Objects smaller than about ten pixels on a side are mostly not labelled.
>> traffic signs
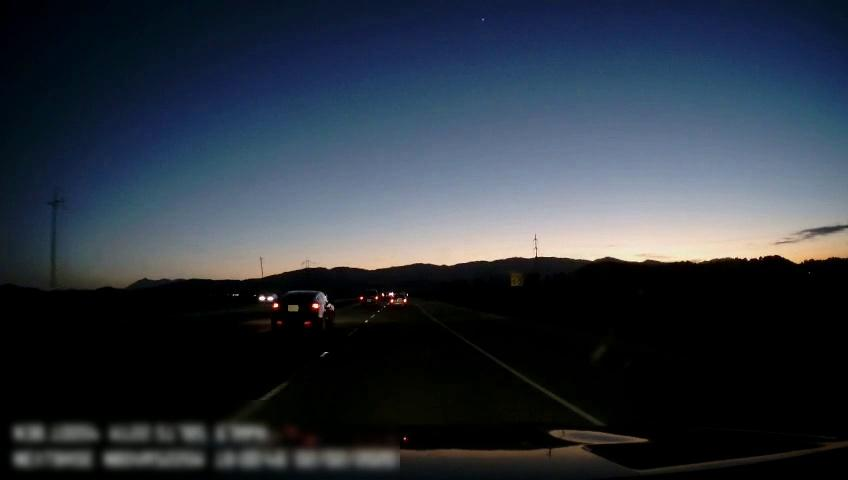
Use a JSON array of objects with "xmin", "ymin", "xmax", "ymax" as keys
[{"xmin": 509, "ymin": 271, "xmax": 524, "ymax": 288}]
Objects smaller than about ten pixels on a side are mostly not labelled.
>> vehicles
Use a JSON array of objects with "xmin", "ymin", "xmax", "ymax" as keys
[
  {"xmin": 271, "ymin": 291, "xmax": 335, "ymax": 335},
  {"xmin": 361, "ymin": 289, "xmax": 381, "ymax": 305},
  {"xmin": 389, "ymin": 294, "xmax": 408, "ymax": 308},
  {"xmin": 256, "ymin": 290, "xmax": 279, "ymax": 306}
]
